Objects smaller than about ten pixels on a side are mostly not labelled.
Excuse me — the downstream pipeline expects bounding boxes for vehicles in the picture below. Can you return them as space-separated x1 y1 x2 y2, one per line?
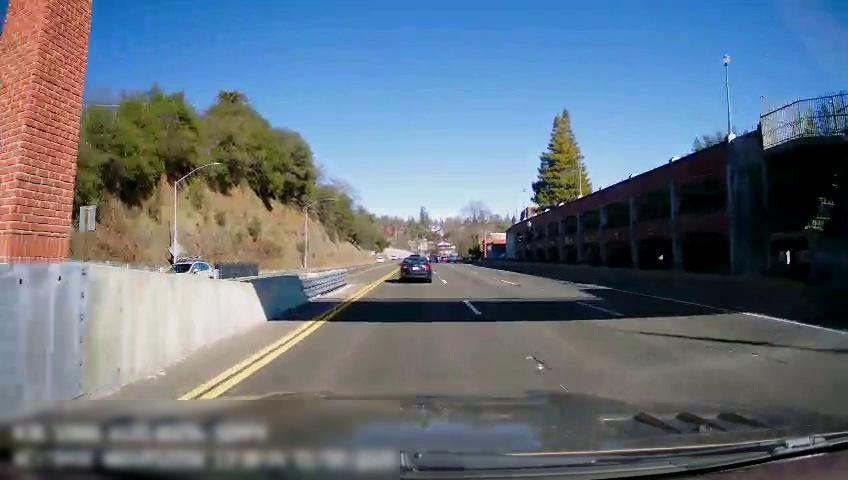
400 257 432 282
409 254 422 258
447 254 459 263
159 260 223 281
